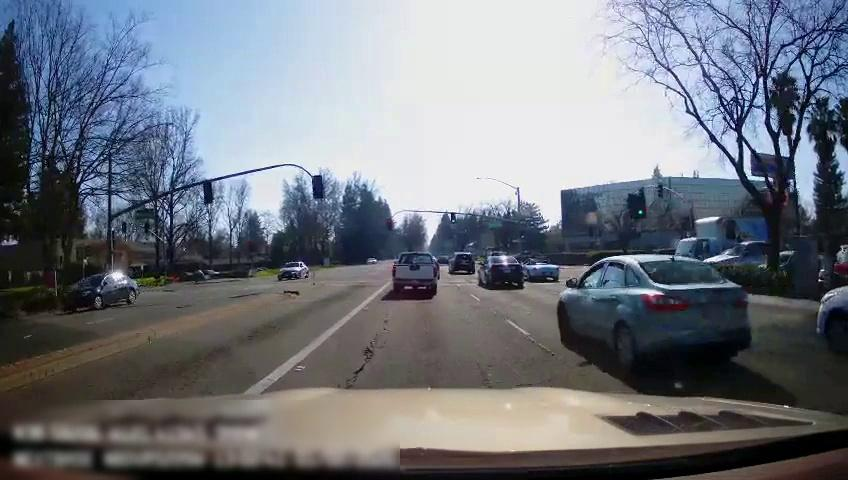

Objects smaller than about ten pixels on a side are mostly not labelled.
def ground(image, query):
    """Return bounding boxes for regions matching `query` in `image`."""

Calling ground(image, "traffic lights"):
[639,188,645,200]
[203,183,212,205]
[450,213,456,224]
[657,184,663,199]
[311,175,323,199]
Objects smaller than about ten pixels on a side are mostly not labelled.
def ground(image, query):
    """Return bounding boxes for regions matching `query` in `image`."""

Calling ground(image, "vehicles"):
[677,215,773,261]
[701,241,776,271]
[62,273,137,312]
[488,250,507,256]
[816,247,848,287]
[556,255,749,376]
[392,251,438,295]
[814,288,848,357]
[449,252,476,273]
[438,255,450,265]
[279,261,309,280]
[757,251,822,278]
[521,258,560,282]
[478,255,525,289]
[435,258,440,280]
